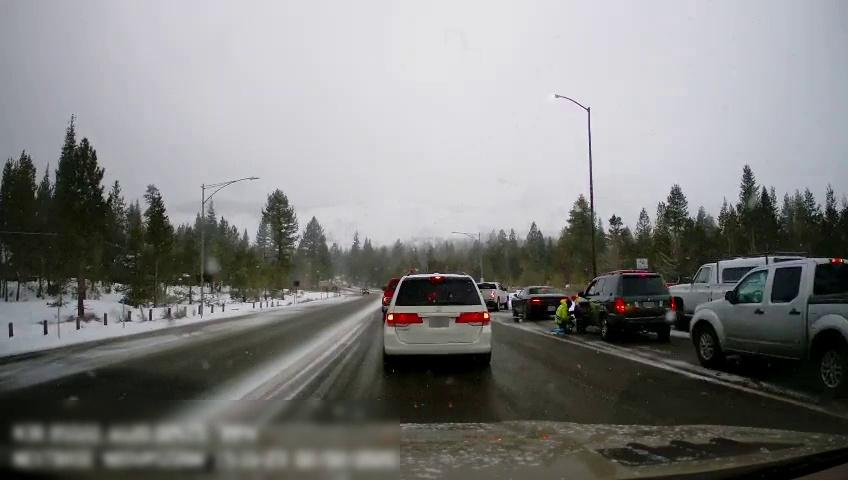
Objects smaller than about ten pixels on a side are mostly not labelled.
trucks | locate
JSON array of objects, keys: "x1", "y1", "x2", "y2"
[
  {"x1": 479, "y1": 281, "x2": 511, "y2": 312},
  {"x1": 669, "y1": 251, "x2": 809, "y2": 332},
  {"x1": 689, "y1": 258, "x2": 848, "y2": 398},
  {"x1": 381, "y1": 278, "x2": 401, "y2": 323}
]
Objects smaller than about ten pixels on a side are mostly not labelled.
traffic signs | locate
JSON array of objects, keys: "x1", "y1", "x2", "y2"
[{"x1": 636, "y1": 257, "x2": 649, "y2": 270}]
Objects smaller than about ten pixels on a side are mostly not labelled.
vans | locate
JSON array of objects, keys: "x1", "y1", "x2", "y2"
[{"x1": 383, "y1": 272, "x2": 493, "y2": 365}]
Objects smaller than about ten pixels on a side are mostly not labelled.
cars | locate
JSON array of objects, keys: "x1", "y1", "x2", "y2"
[{"x1": 511, "y1": 285, "x2": 571, "y2": 321}]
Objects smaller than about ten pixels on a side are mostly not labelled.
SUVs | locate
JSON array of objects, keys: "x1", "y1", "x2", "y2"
[{"x1": 573, "y1": 271, "x2": 678, "y2": 345}]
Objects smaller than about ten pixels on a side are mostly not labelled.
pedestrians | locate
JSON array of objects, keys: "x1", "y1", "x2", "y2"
[{"x1": 555, "y1": 298, "x2": 575, "y2": 334}]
